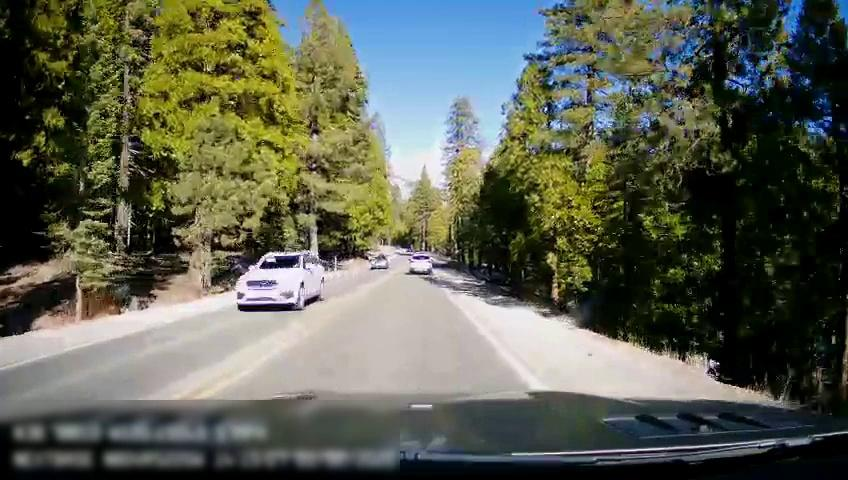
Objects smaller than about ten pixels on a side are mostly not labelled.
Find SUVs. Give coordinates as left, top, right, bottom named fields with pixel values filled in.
left=407, top=252, right=433, bottom=275
left=232, top=249, right=326, bottom=312
left=369, top=253, right=390, bottom=270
